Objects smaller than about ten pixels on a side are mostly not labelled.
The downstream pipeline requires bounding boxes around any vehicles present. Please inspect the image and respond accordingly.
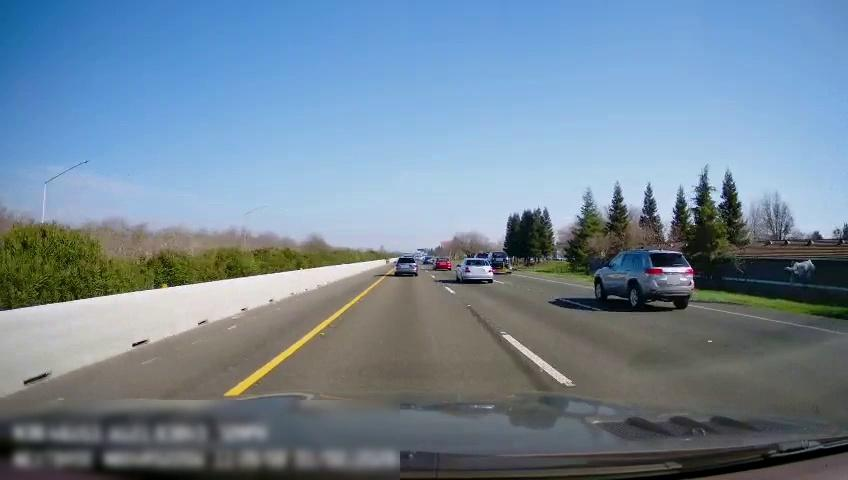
[433,257,452,271]
[455,258,494,285]
[394,255,419,276]
[593,249,695,312]
[423,257,432,266]
[473,252,512,273]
